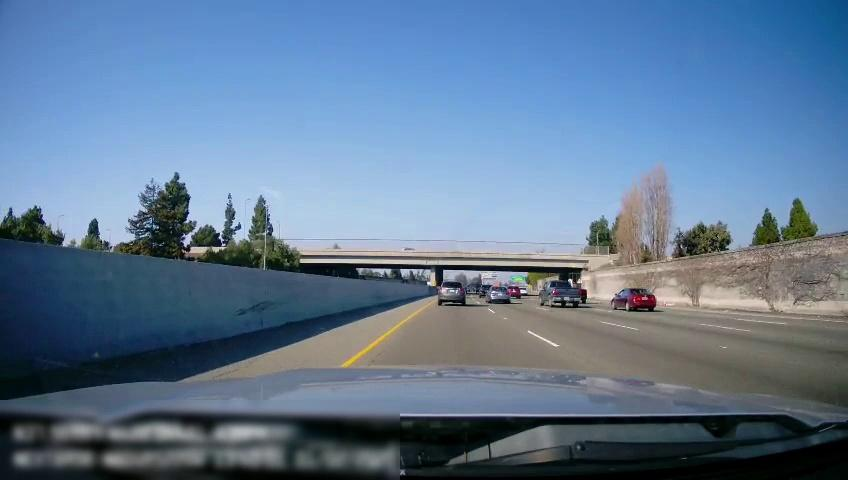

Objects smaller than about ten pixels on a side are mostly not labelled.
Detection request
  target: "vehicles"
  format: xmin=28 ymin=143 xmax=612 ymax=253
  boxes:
xmin=487 ymin=286 xmax=511 ymax=304
xmin=611 ymin=287 xmax=657 ymax=312
xmin=538 ymin=279 xmax=582 ymax=308
xmin=478 ymin=284 xmax=494 ymax=299
xmin=505 ymin=285 xmax=521 ymax=299
xmin=567 ymin=272 xmax=588 ymax=305
xmin=437 ymin=281 xmax=466 ymax=307
xmin=518 ymin=286 xmax=529 ymax=297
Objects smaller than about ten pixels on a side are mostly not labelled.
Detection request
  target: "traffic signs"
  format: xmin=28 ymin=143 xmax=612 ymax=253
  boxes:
xmin=512 ymin=275 xmax=528 ymax=282
xmin=481 ymin=271 xmax=497 ymax=279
